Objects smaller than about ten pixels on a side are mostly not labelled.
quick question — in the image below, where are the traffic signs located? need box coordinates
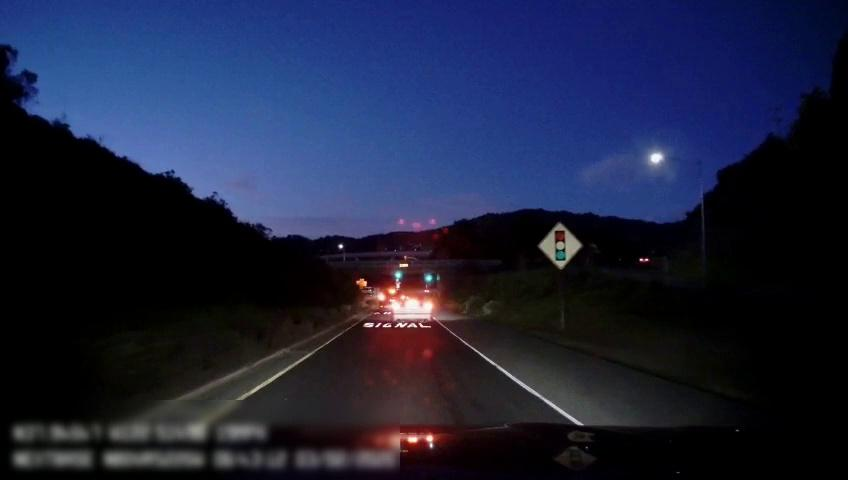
[538,222,583,271]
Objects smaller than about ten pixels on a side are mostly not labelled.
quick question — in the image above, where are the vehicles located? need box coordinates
[379,290,397,315]
[392,291,433,324]
[638,254,650,265]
